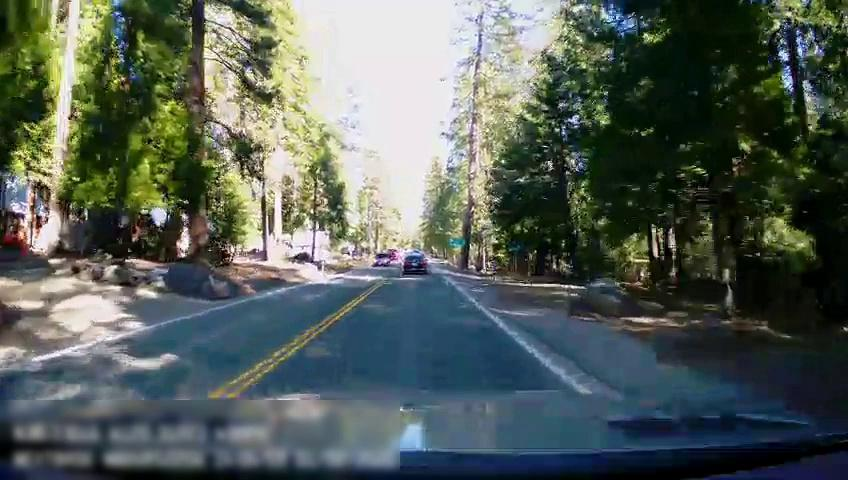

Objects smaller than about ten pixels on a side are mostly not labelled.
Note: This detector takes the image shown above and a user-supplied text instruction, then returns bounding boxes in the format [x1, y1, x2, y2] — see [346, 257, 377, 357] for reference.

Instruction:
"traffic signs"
[446, 237, 466, 249]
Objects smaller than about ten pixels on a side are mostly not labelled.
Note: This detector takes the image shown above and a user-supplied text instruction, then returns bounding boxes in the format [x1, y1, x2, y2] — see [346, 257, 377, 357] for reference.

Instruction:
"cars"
[372, 254, 392, 267]
[401, 254, 429, 276]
